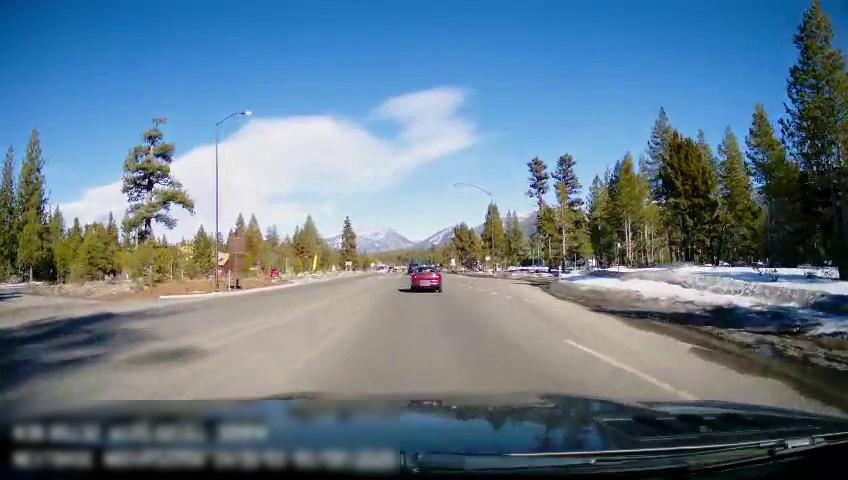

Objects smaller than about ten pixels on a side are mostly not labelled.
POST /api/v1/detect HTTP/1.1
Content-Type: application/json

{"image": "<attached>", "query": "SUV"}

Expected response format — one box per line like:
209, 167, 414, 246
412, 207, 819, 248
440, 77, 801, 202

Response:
408, 263, 422, 274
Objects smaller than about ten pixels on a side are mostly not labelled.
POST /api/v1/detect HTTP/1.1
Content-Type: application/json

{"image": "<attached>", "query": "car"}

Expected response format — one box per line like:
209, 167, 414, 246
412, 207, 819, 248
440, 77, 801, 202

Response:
410, 266, 443, 293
